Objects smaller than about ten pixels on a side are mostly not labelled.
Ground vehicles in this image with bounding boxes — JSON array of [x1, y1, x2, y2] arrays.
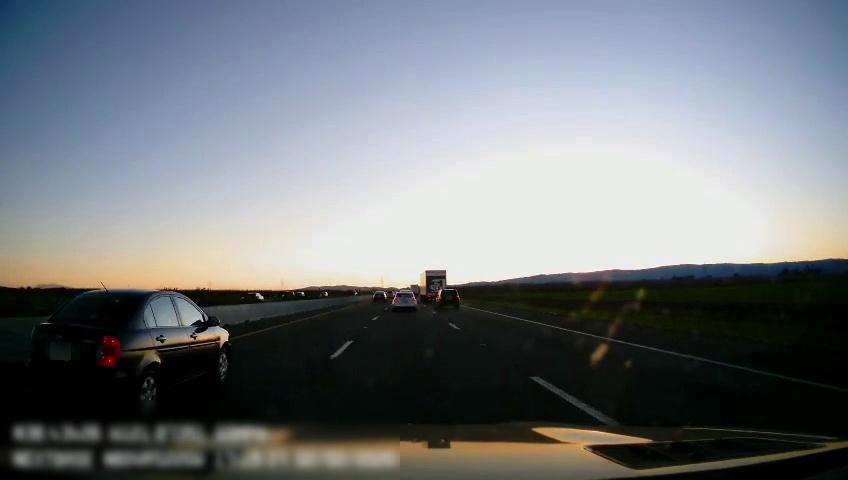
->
[[281, 291, 296, 299], [30, 288, 233, 422], [410, 284, 418, 295], [240, 292, 264, 302], [419, 269, 447, 302], [391, 291, 418, 312], [319, 291, 329, 298], [293, 291, 306, 298], [433, 287, 461, 310], [372, 290, 387, 303]]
